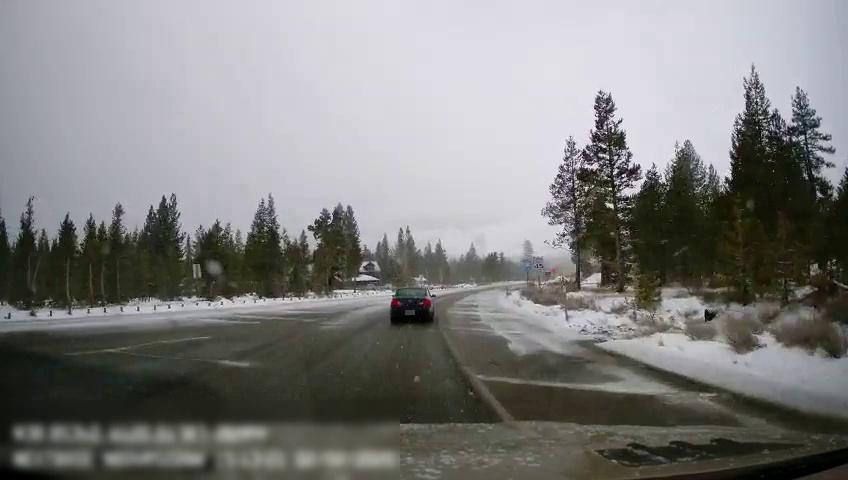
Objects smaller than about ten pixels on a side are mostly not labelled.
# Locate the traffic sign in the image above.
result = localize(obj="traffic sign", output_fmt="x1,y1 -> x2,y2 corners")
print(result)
533,257 -> 544,270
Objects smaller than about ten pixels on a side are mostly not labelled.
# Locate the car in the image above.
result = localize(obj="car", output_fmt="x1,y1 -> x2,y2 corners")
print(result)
391,287 -> 436,323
